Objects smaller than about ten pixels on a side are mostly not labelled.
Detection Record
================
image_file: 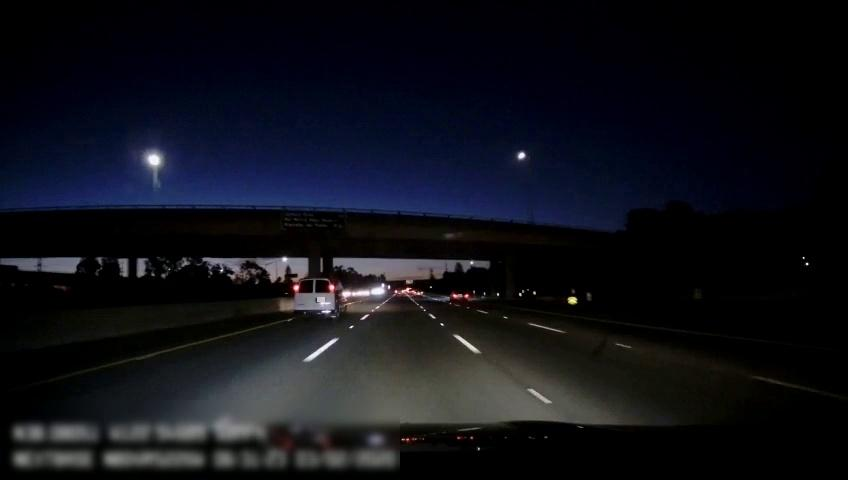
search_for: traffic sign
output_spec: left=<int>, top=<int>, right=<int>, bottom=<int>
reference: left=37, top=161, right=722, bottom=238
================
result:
left=283, top=210, right=347, bottom=232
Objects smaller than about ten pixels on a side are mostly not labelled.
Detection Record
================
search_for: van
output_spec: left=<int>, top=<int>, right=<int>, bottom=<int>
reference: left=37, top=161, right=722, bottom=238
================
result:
left=294, top=278, right=349, bottom=323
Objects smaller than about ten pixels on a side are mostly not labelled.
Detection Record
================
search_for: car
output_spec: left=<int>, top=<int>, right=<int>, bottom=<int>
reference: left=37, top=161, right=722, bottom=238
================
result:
left=450, top=290, right=470, bottom=305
